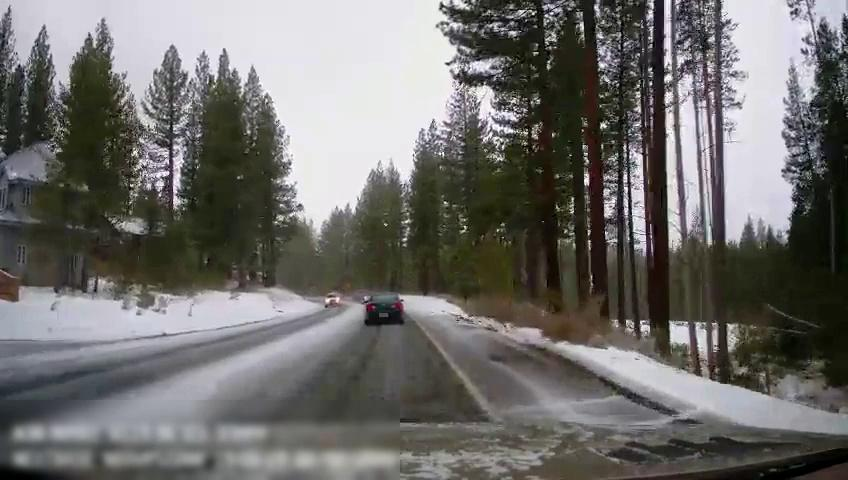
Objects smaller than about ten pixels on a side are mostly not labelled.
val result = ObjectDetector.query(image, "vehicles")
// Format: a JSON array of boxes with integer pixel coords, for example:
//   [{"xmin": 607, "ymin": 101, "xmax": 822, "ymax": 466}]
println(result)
[
  {"xmin": 324, "ymin": 292, "xmax": 341, "ymax": 308},
  {"xmin": 363, "ymin": 290, "xmax": 405, "ymax": 325}
]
